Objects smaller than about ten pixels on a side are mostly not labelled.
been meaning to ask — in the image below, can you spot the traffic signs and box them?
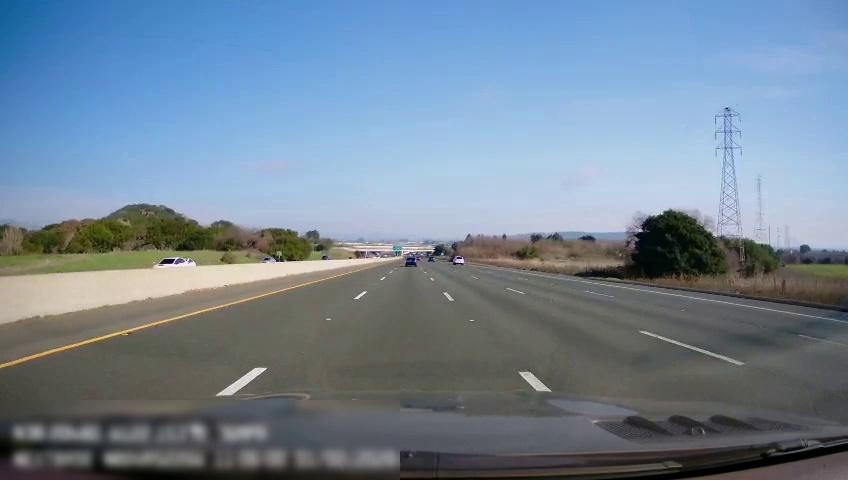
[392,246,403,252]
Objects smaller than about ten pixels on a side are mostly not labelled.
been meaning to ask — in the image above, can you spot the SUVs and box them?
[453,256,464,265]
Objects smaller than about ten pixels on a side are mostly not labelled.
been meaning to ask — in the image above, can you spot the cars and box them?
[152,257,189,270]
[406,257,418,267]
[261,256,277,264]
